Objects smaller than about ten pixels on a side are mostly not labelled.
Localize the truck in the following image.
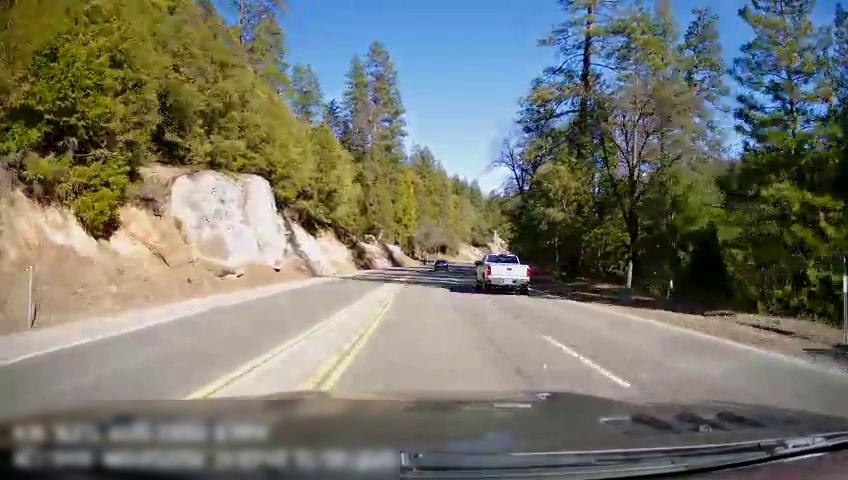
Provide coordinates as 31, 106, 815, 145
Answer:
473, 252, 531, 294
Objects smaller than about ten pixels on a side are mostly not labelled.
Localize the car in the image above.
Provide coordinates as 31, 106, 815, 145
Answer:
433, 260, 450, 272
